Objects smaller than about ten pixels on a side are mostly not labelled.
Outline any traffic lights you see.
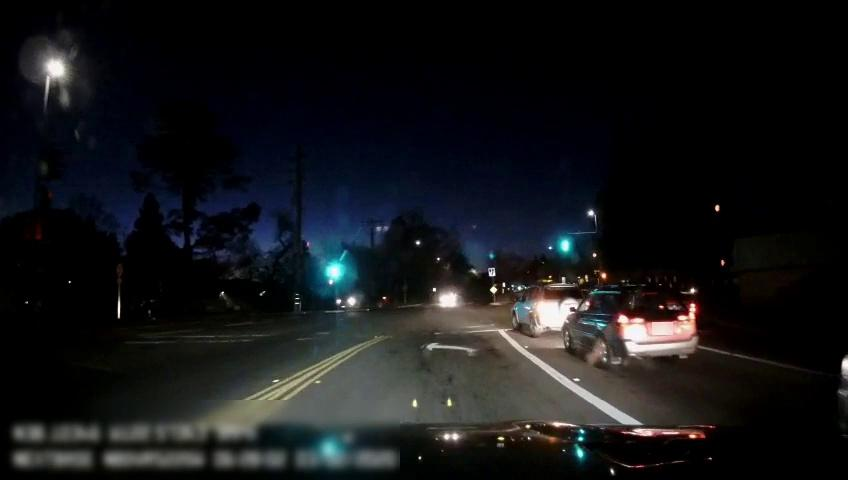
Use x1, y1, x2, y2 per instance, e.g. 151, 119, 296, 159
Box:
303, 240, 310, 258
560, 234, 569, 254
330, 260, 339, 277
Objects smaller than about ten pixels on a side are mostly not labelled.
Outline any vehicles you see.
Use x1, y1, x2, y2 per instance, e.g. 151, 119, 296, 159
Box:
440, 290, 465, 304
835, 357, 848, 429
511, 283, 586, 338
561, 284, 699, 370
335, 286, 387, 311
